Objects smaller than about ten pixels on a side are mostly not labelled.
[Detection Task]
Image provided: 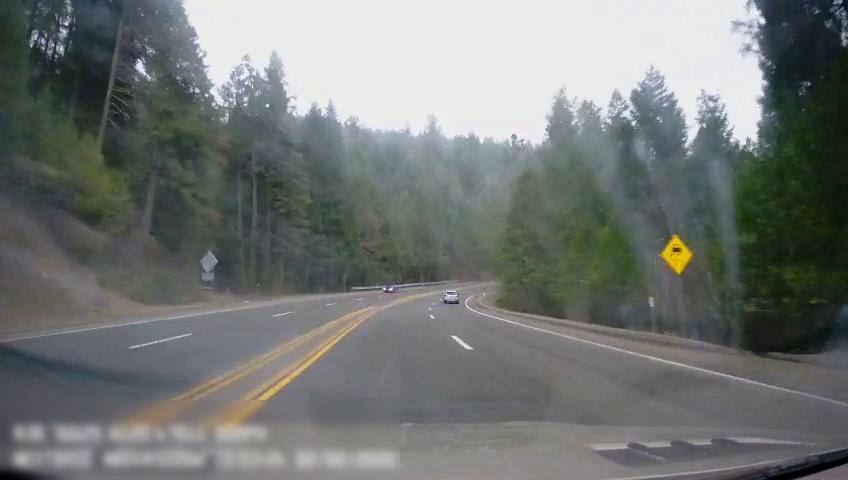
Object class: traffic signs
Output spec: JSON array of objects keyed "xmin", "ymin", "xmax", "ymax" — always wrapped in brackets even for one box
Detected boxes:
[
  {"xmin": 658, "ymin": 235, "xmax": 693, "ymax": 275},
  {"xmin": 199, "ymin": 251, "xmax": 218, "ymax": 272}
]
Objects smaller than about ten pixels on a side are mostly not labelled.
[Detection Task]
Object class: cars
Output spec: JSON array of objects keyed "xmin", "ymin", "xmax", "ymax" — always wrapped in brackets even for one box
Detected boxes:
[
  {"xmin": 382, "ymin": 286, "xmax": 397, "ymax": 293},
  {"xmin": 443, "ymin": 290, "xmax": 460, "ymax": 304}
]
